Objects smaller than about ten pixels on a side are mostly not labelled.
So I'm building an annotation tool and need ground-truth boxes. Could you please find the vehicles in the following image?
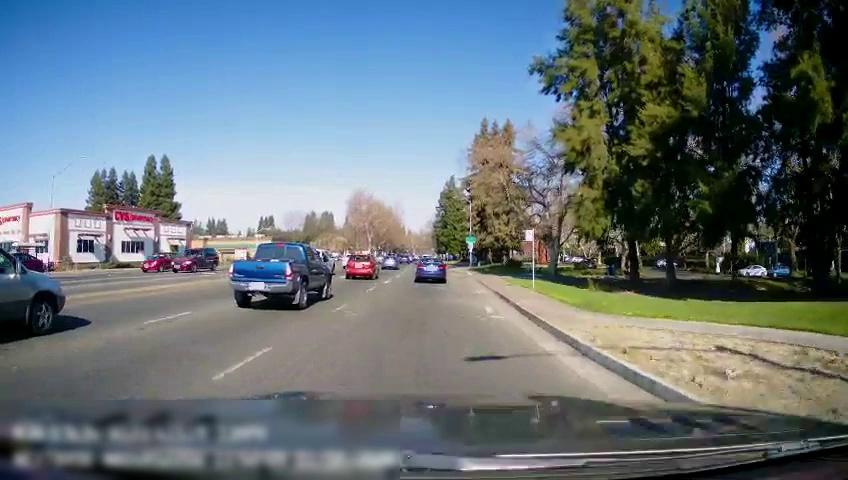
[0,248,68,344]
[342,253,351,269]
[399,254,410,264]
[170,247,220,274]
[141,253,174,274]
[10,252,50,273]
[345,253,378,280]
[381,256,399,271]
[230,241,333,310]
[314,248,337,275]
[414,255,449,284]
